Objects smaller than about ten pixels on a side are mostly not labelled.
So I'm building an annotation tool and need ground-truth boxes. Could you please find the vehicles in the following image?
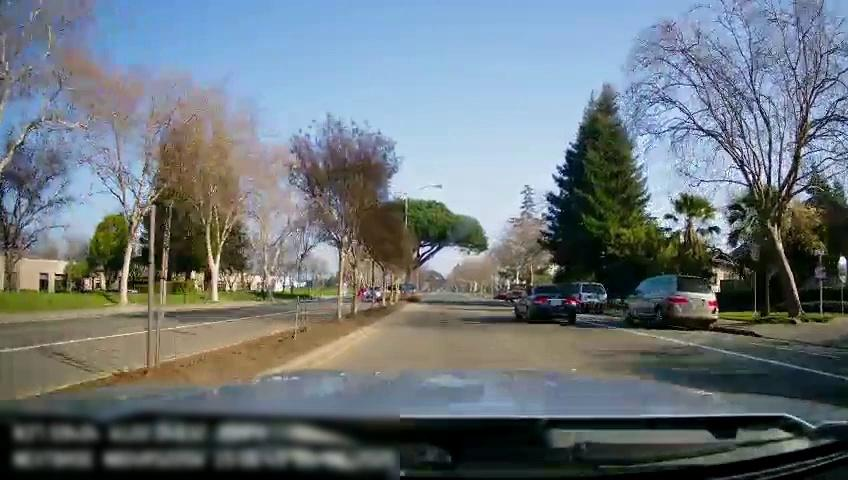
[362,286,385,305]
[513,284,582,326]
[571,281,609,316]
[623,274,720,332]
